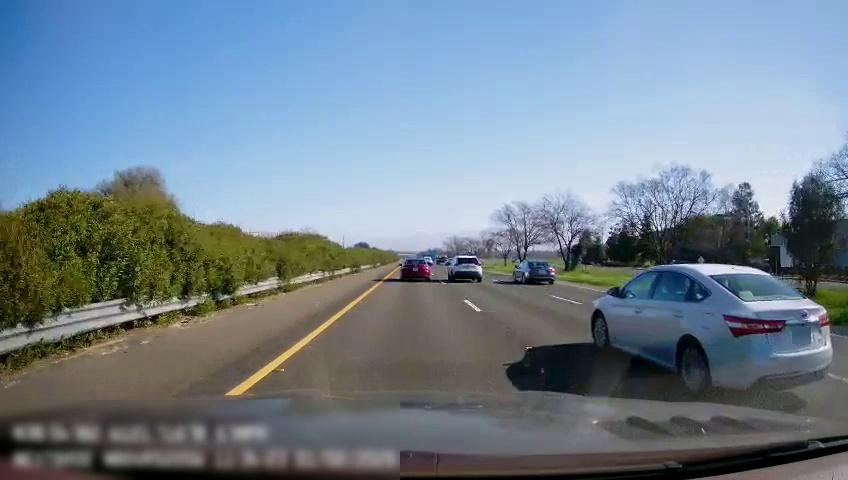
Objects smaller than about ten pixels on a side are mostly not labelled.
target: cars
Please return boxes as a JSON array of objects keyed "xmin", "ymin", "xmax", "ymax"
[
  {"xmin": 397, "ymin": 258, "xmax": 432, "ymax": 282},
  {"xmin": 589, "ymin": 263, "xmax": 834, "ymax": 400},
  {"xmin": 512, "ymin": 260, "xmax": 557, "ymax": 285}
]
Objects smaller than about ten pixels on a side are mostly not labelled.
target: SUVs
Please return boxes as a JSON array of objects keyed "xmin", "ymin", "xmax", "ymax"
[{"xmin": 448, "ymin": 255, "xmax": 482, "ymax": 282}]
